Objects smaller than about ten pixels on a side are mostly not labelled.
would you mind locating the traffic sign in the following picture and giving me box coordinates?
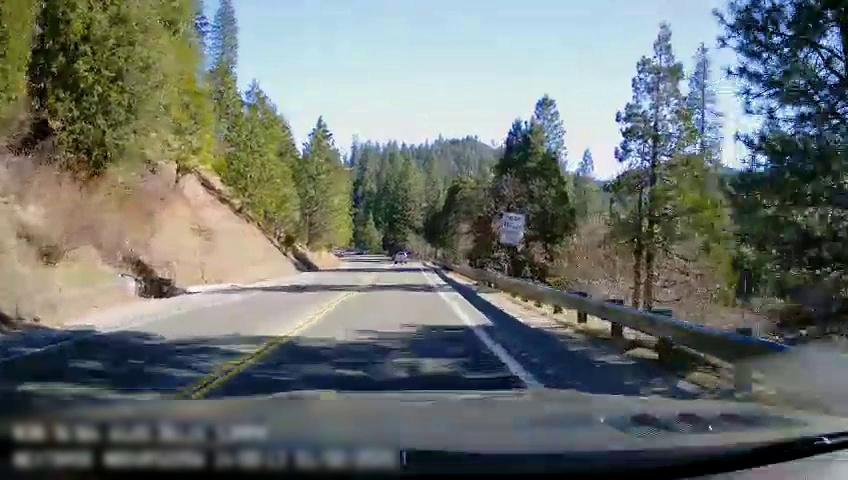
[496,213,527,247]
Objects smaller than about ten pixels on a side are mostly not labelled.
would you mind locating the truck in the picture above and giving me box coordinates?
[394,252,408,264]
